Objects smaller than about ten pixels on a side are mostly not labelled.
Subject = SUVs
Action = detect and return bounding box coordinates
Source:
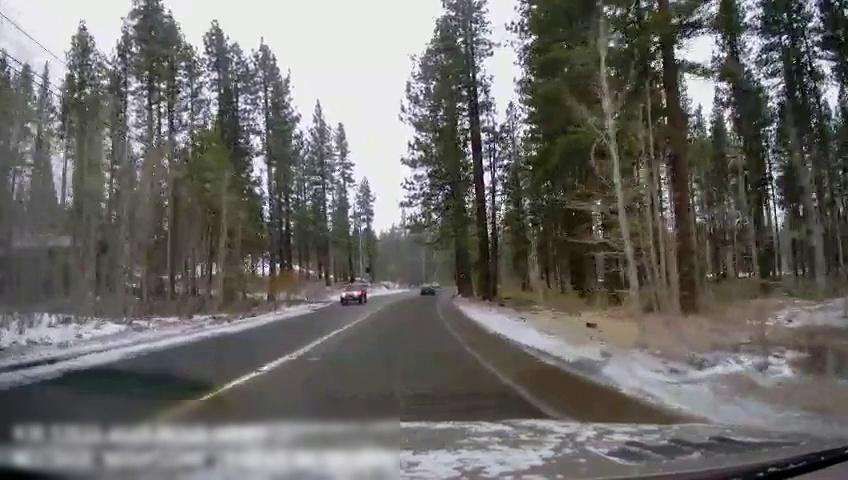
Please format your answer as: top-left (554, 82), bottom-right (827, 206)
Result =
top-left (420, 282), bottom-right (436, 297)
top-left (339, 281), bottom-right (368, 306)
